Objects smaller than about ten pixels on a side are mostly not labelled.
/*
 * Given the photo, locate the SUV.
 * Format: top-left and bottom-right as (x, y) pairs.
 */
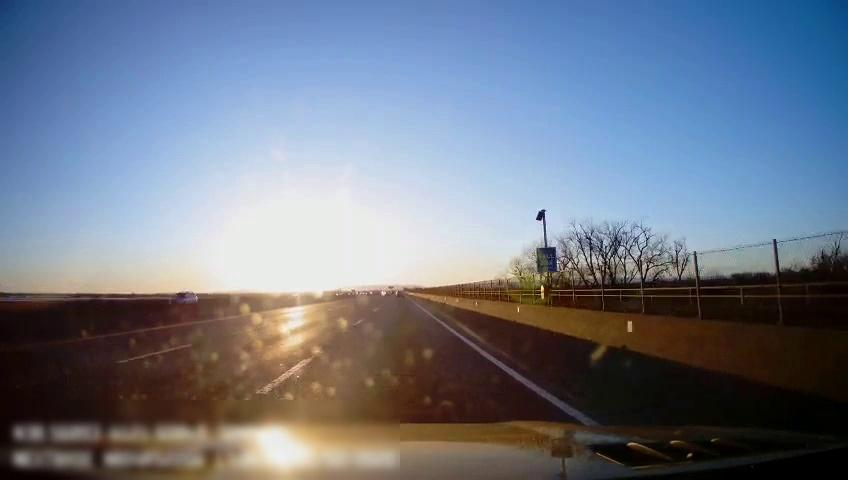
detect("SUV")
(168, 292), (198, 306)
